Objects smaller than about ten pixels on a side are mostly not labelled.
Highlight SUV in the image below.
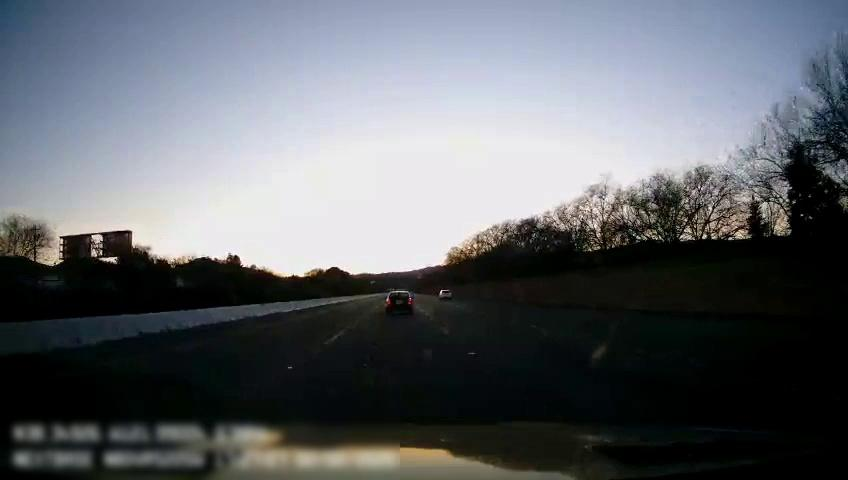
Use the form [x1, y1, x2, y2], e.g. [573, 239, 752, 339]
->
[438, 290, 452, 300]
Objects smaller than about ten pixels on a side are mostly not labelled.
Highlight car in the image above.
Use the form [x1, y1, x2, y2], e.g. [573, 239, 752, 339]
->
[385, 292, 413, 315]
